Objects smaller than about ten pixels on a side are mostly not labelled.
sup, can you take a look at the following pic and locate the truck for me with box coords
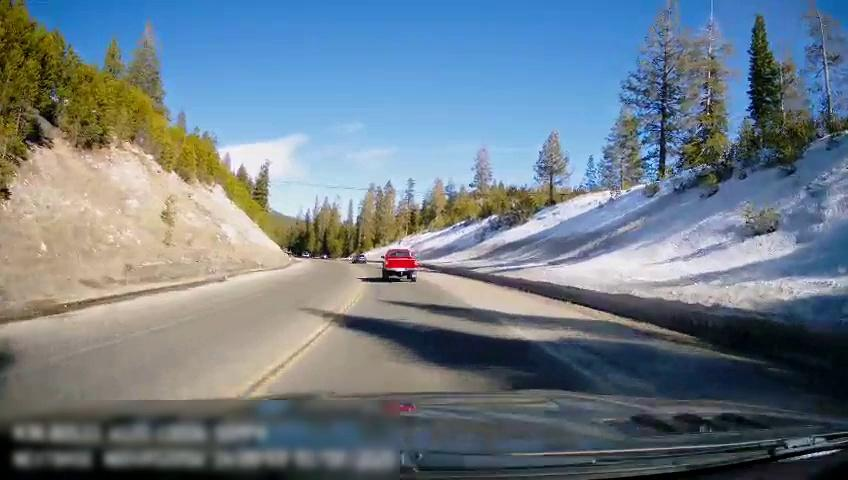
[380,247,419,283]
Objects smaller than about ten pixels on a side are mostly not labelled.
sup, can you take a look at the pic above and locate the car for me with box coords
[351,253,367,264]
